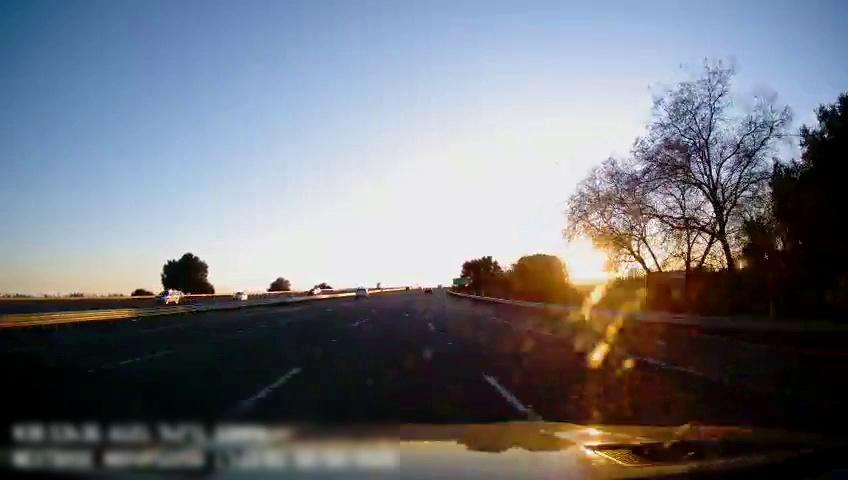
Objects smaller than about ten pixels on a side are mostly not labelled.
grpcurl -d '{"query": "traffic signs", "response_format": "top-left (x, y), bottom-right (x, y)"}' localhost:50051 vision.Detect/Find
top-left (454, 279), bottom-right (469, 285)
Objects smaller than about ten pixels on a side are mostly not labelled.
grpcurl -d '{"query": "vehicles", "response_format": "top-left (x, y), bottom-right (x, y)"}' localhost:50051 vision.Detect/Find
top-left (233, 292), bottom-right (248, 301)
top-left (155, 290), bottom-right (180, 305)
top-left (356, 288), bottom-right (369, 299)
top-left (308, 289), bottom-right (319, 295)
